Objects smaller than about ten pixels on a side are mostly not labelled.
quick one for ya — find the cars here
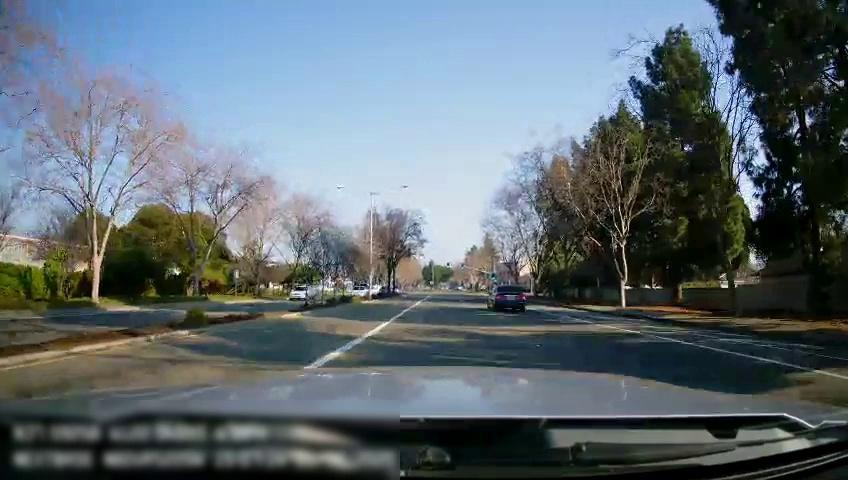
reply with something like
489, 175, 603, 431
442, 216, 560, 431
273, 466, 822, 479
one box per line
349, 285, 369, 299
288, 285, 313, 302
485, 285, 527, 313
